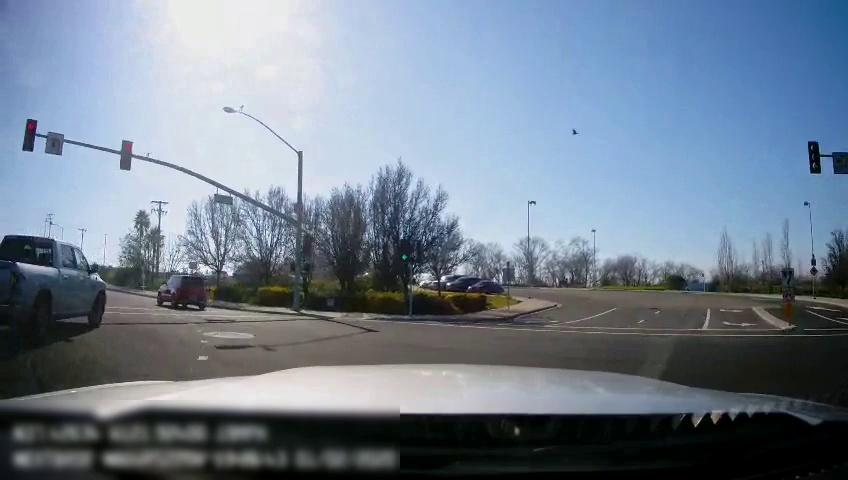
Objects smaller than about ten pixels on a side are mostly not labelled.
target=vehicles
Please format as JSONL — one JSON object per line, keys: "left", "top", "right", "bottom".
{"left": 199, "top": 270, "right": 229, "bottom": 282}
{"left": 467, "top": 280, "right": 504, "bottom": 295}
{"left": 429, "top": 275, "right": 465, "bottom": 292}
{"left": 0, "top": 233, "right": 107, "bottom": 347}
{"left": 445, "top": 276, "right": 484, "bottom": 293}
{"left": 156, "top": 274, "right": 209, "bottom": 312}
{"left": 419, "top": 275, "right": 439, "bottom": 289}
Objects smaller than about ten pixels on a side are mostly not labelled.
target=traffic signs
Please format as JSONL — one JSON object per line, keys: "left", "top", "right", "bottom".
{"left": 809, "top": 266, "right": 819, "bottom": 277}
{"left": 213, "top": 193, "right": 234, "bottom": 206}
{"left": 783, "top": 303, "right": 795, "bottom": 320}
{"left": 44, "top": 131, "right": 65, "bottom": 156}
{"left": 832, "top": 151, "right": 848, "bottom": 175}
{"left": 782, "top": 287, "right": 795, "bottom": 304}
{"left": 781, "top": 267, "right": 795, "bottom": 288}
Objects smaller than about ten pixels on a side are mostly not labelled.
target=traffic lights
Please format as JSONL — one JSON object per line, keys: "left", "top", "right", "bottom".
{"left": 21, "top": 118, "right": 38, "bottom": 152}
{"left": 415, "top": 239, "right": 425, "bottom": 264}
{"left": 808, "top": 141, "right": 821, "bottom": 174}
{"left": 119, "top": 139, "right": 134, "bottom": 171}
{"left": 399, "top": 238, "right": 411, "bottom": 263}
{"left": 302, "top": 235, "right": 314, "bottom": 258}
